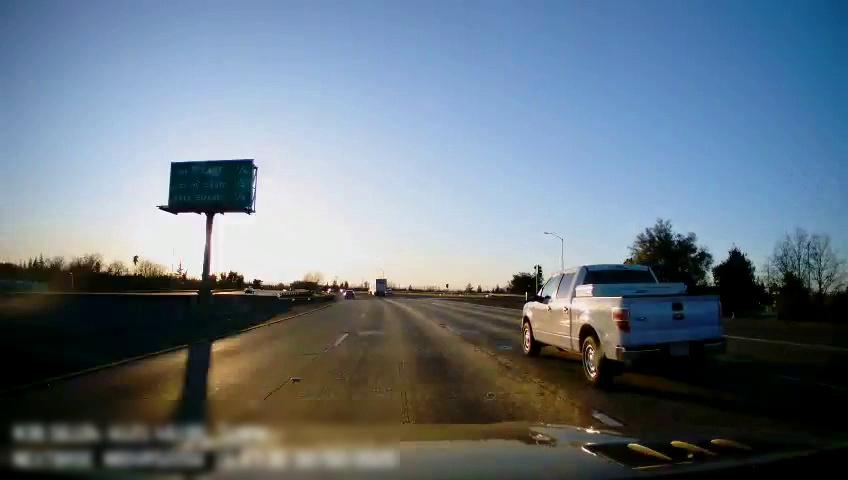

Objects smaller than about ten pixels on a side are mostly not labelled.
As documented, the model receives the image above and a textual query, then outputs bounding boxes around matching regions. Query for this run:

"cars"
[344,291,355,300]
[244,287,255,294]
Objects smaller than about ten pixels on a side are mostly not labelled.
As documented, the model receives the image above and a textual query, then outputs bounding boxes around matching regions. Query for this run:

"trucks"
[520,263,726,386]
[367,278,387,297]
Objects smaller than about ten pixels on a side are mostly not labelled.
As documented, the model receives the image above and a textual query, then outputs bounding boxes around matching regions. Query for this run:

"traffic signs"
[167,158,256,211]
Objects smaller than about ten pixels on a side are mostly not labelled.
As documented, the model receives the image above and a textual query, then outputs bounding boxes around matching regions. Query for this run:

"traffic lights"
[538,265,543,277]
